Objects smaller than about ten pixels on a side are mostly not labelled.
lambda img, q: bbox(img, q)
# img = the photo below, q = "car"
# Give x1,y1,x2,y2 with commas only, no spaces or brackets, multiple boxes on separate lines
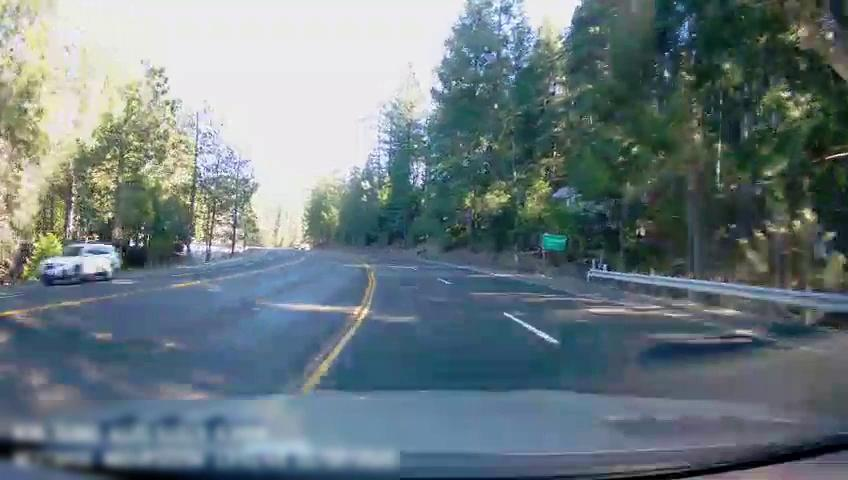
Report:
36,243,122,287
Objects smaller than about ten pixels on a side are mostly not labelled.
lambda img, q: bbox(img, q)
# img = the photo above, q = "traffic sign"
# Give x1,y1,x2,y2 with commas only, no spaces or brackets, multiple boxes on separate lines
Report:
542,233,567,251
